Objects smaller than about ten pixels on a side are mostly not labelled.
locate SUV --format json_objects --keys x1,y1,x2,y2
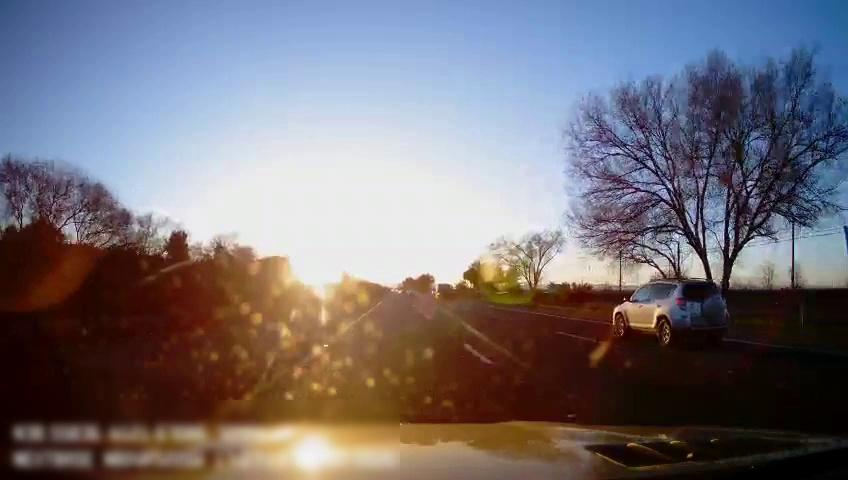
[{"x1": 611, "y1": 278, "x2": 727, "y2": 351}]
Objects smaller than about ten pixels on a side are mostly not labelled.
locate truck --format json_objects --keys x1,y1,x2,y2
[{"x1": 433, "y1": 283, "x2": 453, "y2": 300}]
